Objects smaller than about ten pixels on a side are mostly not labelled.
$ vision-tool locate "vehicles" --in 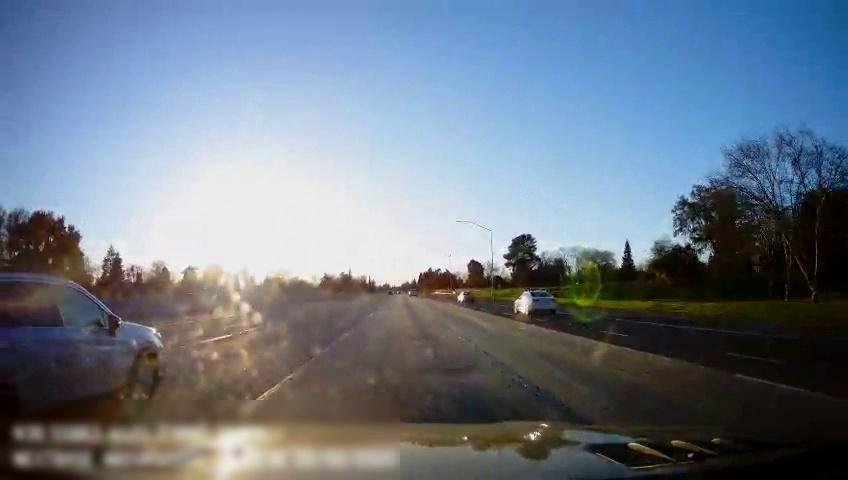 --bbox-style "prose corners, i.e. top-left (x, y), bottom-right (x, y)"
top-left (0, 272), bottom-right (166, 428)
top-left (513, 290), bottom-right (557, 319)
top-left (407, 288), bottom-right (418, 297)
top-left (456, 291), bottom-right (475, 305)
